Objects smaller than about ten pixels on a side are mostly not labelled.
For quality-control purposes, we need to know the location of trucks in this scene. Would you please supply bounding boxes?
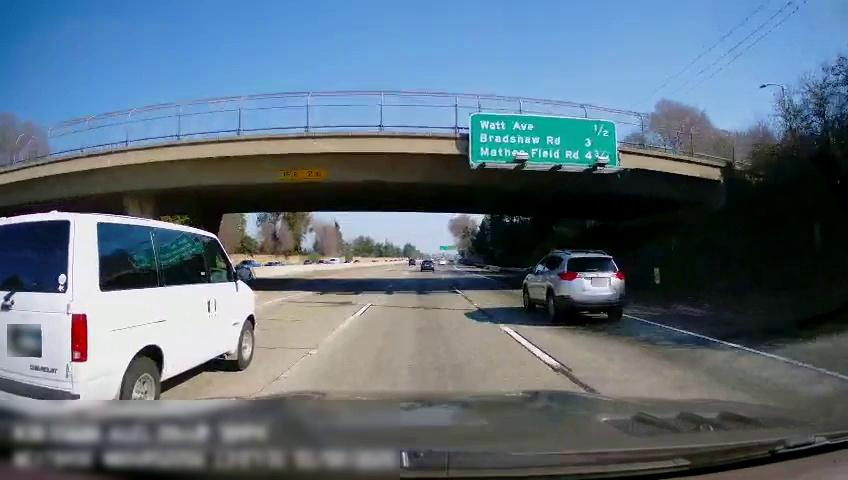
[234,259,262,267]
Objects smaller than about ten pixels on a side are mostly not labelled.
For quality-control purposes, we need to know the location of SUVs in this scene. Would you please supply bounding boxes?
[522,251,625,324]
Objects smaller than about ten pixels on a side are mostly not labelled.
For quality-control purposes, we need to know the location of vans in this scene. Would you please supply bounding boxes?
[0,213,261,418]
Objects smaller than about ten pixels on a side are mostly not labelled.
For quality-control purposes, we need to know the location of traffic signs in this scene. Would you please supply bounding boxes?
[468,111,620,170]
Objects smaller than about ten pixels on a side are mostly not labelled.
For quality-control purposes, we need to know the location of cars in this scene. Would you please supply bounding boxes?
[421,259,435,272]
[264,260,287,267]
